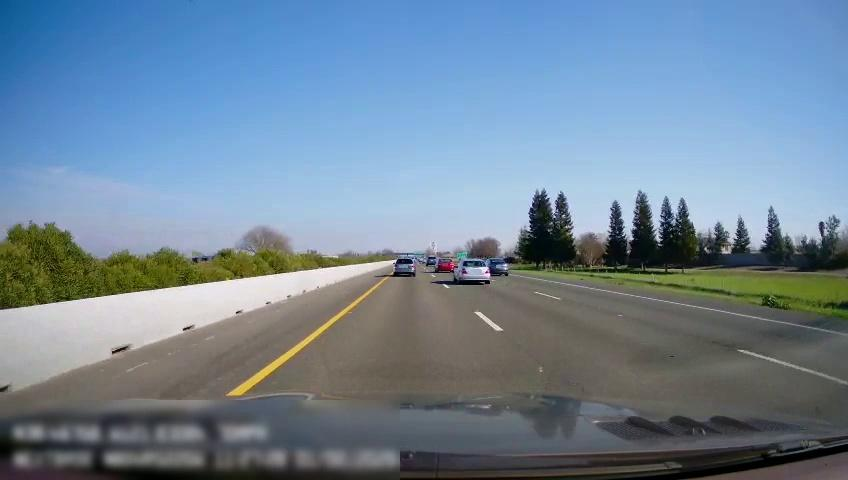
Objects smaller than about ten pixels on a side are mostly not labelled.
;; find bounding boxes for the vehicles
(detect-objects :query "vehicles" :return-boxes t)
[433,257,453,273]
[483,257,512,278]
[453,259,492,285]
[425,256,436,266]
[191,255,215,265]
[393,257,416,278]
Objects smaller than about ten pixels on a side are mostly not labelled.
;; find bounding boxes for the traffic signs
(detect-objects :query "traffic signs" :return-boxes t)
[457,252,468,261]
